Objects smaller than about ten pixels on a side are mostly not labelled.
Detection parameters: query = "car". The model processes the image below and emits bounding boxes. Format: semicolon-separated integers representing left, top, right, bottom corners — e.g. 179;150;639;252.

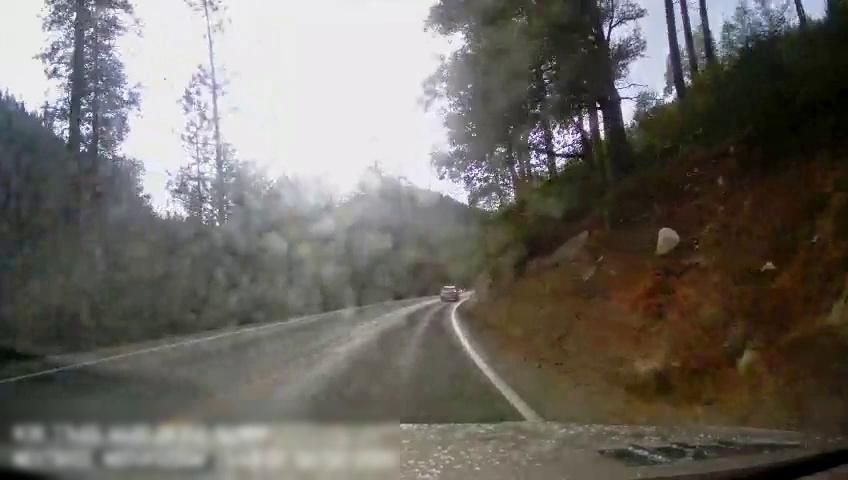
440;285;459;302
